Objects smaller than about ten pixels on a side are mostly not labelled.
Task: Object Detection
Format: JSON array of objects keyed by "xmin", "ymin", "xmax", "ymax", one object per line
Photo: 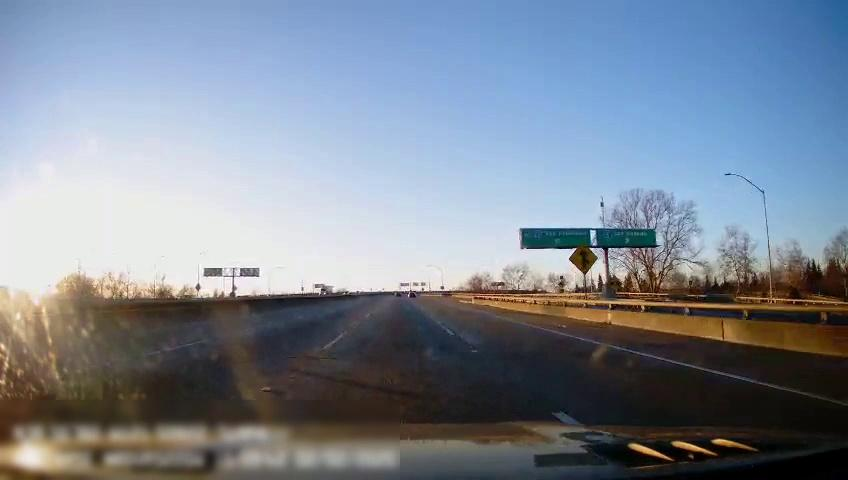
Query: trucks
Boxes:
[{"xmin": 319, "ymin": 285, "xmax": 333, "ymax": 296}]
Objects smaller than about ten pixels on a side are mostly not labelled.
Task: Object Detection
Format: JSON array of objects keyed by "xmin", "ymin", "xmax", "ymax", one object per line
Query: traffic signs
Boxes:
[
  {"xmin": 520, "ymin": 227, "xmax": 590, "ymax": 247},
  {"xmin": 569, "ymin": 247, "xmax": 599, "ymax": 275},
  {"xmin": 596, "ymin": 228, "xmax": 657, "ymax": 246}
]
